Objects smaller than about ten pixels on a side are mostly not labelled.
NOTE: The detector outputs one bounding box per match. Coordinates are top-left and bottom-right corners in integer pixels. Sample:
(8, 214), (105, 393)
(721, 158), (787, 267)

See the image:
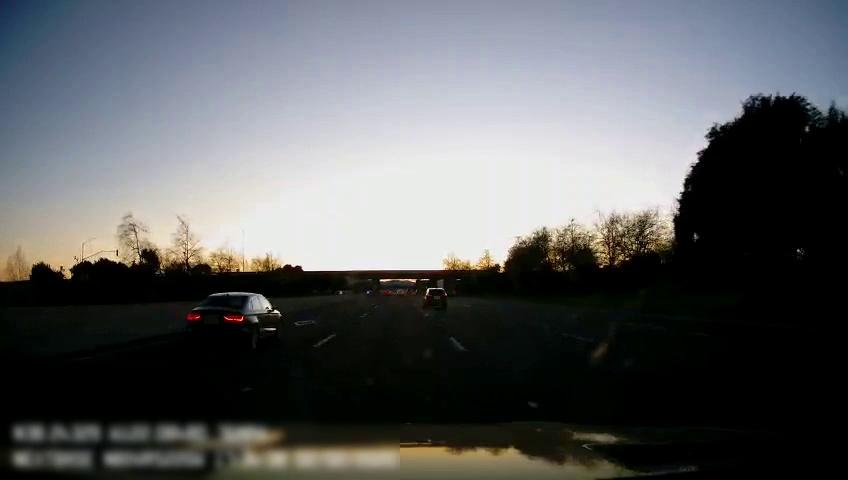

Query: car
(184, 292), (284, 352)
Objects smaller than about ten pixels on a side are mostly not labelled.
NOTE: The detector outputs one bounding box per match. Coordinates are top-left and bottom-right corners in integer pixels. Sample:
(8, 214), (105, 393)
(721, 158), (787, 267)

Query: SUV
(423, 288), (447, 309)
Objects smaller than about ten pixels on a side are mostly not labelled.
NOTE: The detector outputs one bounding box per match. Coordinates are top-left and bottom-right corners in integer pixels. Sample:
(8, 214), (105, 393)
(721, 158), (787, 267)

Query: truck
(437, 279), (456, 297)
